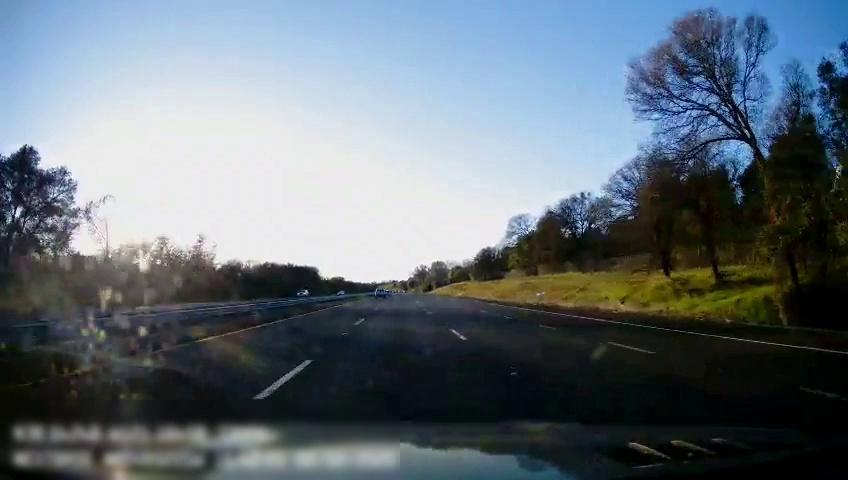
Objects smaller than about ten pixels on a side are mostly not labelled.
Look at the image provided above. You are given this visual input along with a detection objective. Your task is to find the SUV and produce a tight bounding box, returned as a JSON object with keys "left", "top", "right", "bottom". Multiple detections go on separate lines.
{"left": 374, "top": 287, "right": 389, "bottom": 298}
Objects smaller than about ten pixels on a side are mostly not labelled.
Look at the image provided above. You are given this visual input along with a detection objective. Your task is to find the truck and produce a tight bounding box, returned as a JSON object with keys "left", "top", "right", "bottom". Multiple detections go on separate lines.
{"left": 296, "top": 289, "right": 312, "bottom": 298}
